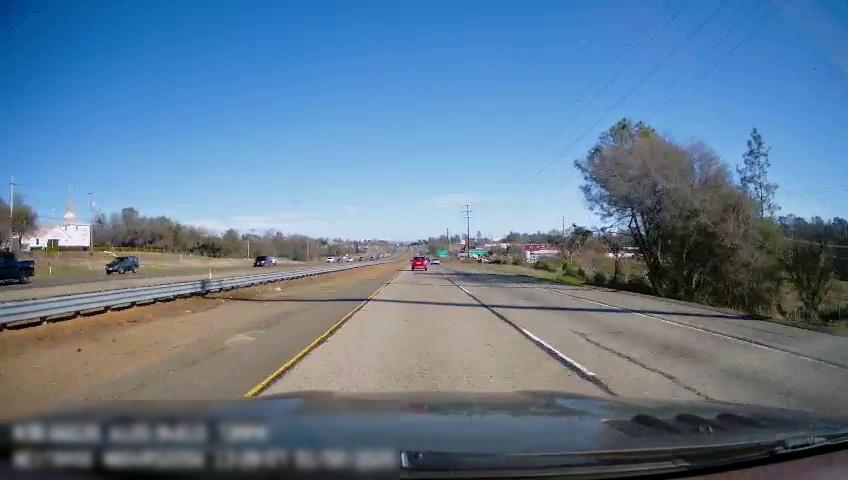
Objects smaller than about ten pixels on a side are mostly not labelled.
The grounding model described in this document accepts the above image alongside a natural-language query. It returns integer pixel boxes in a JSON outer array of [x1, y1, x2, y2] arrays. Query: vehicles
[[430, 258, 439, 265], [252, 256, 274, 267], [411, 254, 430, 271], [105, 255, 140, 274], [325, 256, 336, 264], [0, 252, 36, 285]]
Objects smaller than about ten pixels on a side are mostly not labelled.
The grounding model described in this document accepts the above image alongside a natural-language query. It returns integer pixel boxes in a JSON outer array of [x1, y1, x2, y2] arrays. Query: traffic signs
[[435, 251, 449, 257], [469, 250, 487, 255]]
